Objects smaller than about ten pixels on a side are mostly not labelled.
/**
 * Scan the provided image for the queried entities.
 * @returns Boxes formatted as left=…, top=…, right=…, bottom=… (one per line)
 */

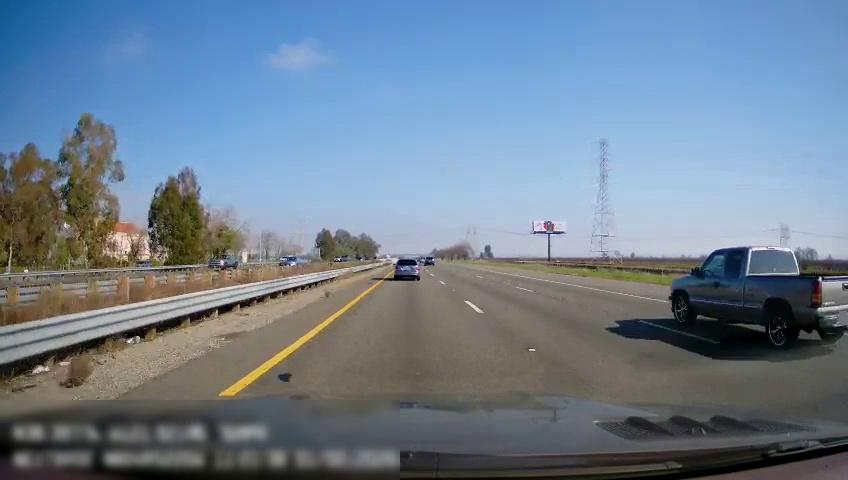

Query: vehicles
left=133, top=259, right=153, bottom=268
left=667, top=245, right=848, bottom=351
left=207, top=253, right=240, bottom=272
left=280, top=255, right=306, bottom=268
left=393, top=259, right=421, bottom=281
left=424, top=256, right=436, bottom=267
left=339, top=255, right=353, bottom=263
